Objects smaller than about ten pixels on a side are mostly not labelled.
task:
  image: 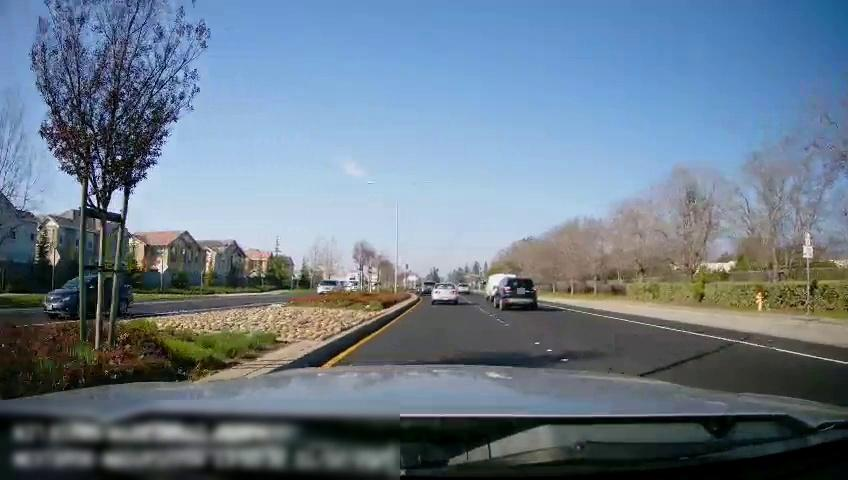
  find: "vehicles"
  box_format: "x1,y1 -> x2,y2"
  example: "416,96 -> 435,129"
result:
422,281 -> 436,295
431,282 -> 458,306
457,282 -> 471,295
492,276 -> 538,311
317,279 -> 340,295
42,274 -> 133,320
483,274 -> 516,304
